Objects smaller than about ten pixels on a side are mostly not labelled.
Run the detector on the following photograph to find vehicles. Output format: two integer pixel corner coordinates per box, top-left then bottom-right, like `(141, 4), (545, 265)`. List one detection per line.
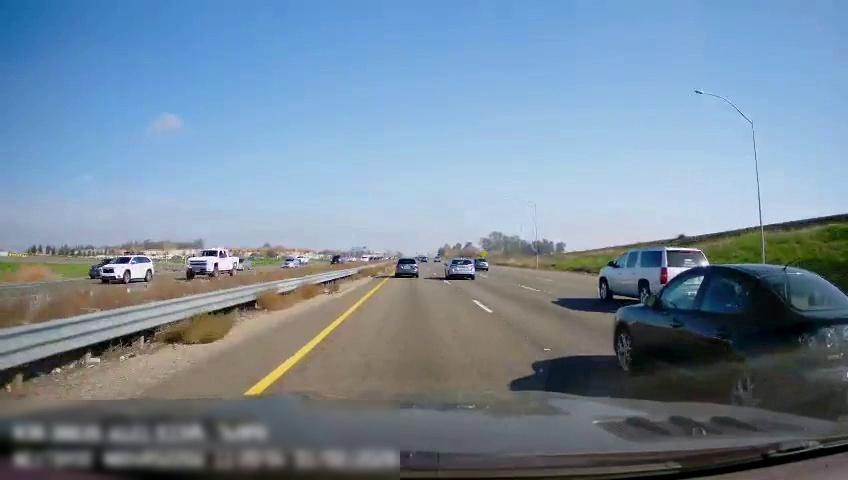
(393, 257), (419, 279)
(87, 257), (114, 280)
(596, 246), (711, 305)
(280, 256), (301, 270)
(99, 254), (155, 285)
(185, 248), (240, 280)
(612, 263), (848, 417)
(329, 254), (346, 265)
(237, 258), (253, 271)
(469, 256), (489, 272)
(444, 257), (476, 280)
(295, 254), (310, 266)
